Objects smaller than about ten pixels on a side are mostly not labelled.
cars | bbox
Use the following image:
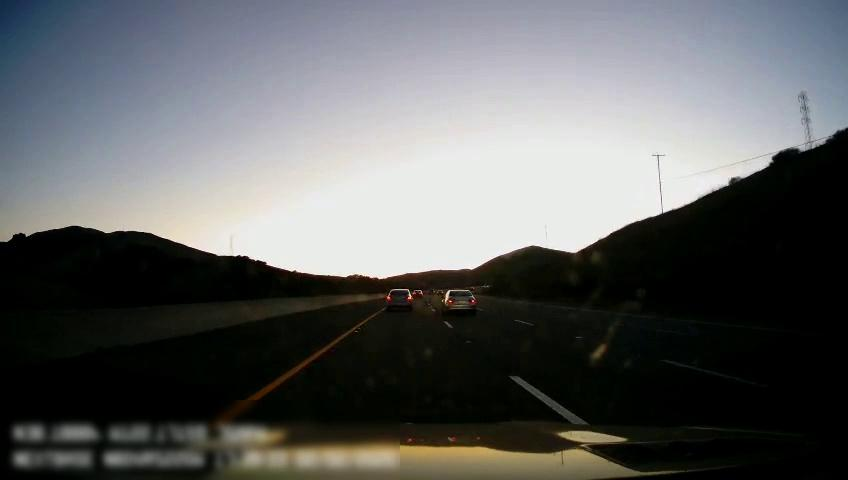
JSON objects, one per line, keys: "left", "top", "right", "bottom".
{"left": 412, "top": 289, "right": 424, "bottom": 297}
{"left": 386, "top": 289, "right": 413, "bottom": 311}
{"left": 441, "top": 289, "right": 476, "bottom": 315}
